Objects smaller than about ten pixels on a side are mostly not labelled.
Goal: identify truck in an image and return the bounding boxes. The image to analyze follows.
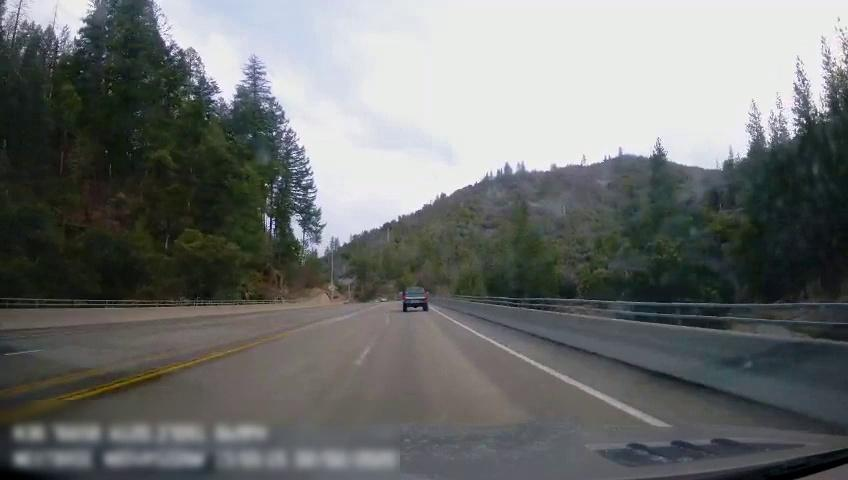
[402,288,429,312]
